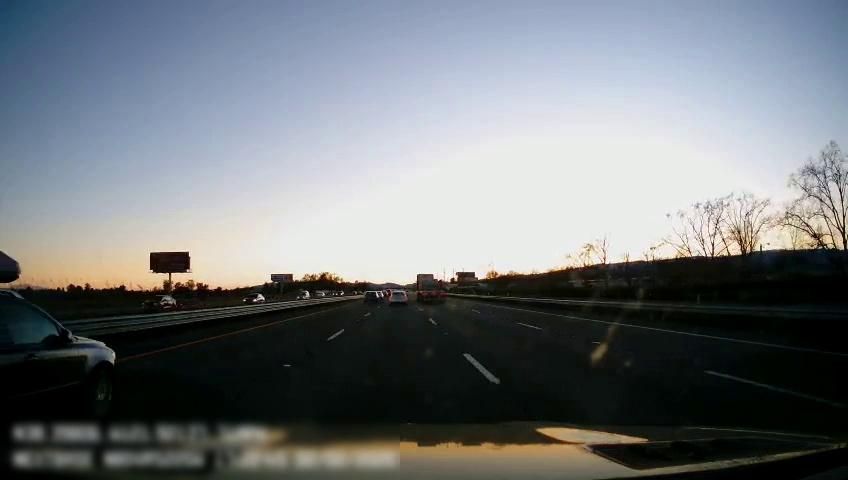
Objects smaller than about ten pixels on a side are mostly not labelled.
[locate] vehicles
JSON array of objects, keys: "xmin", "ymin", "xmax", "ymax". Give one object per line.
[
  {"xmin": 296, "ymin": 290, "xmax": 310, "ymax": 301},
  {"xmin": 144, "ymin": 294, "xmax": 178, "ymax": 310},
  {"xmin": 387, "ymin": 289, "xmax": 407, "ymax": 305},
  {"xmin": 363, "ymin": 291, "xmax": 379, "ymax": 306},
  {"xmin": 0, "ymin": 248, "xmax": 118, "ymax": 443},
  {"xmin": 242, "ymin": 292, "xmax": 266, "ymax": 306},
  {"xmin": 416, "ymin": 273, "xmax": 446, "ymax": 306}
]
